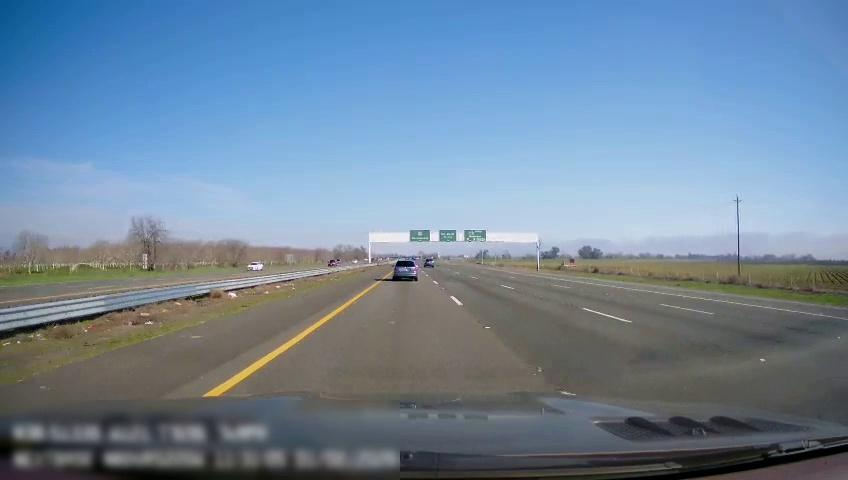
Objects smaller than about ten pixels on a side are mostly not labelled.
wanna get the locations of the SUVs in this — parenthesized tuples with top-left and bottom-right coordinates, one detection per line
(423, 259, 434, 268)
(392, 259, 418, 281)
(246, 261, 264, 272)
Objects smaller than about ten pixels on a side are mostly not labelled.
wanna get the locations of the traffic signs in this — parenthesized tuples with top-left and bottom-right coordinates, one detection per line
(409, 228, 429, 241)
(464, 228, 486, 241)
(439, 230, 458, 242)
